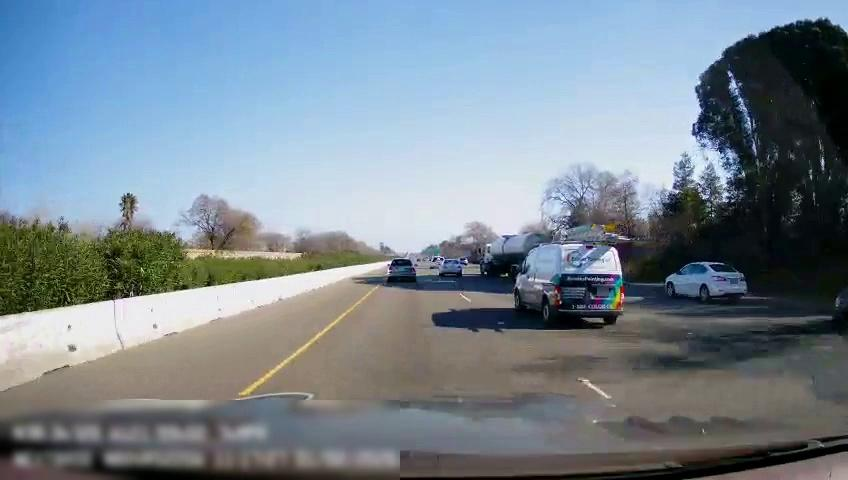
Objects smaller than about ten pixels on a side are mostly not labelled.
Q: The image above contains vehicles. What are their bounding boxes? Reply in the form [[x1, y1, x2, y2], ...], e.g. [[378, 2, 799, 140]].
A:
[[478, 231, 554, 279], [512, 244, 625, 327], [439, 259, 462, 277], [428, 255, 443, 270], [386, 257, 417, 282], [832, 287, 848, 335]]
